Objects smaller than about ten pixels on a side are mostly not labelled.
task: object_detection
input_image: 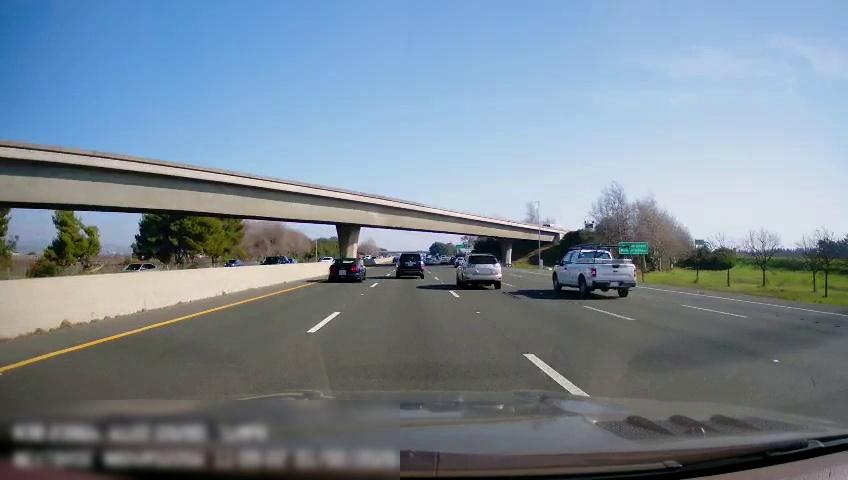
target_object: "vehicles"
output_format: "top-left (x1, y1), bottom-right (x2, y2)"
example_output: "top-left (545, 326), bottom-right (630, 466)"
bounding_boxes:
top-left (551, 243), bottom-right (638, 299)
top-left (328, 257), bottom-right (367, 284)
top-left (454, 256), bottom-right (464, 268)
top-left (396, 252), bottom-right (426, 280)
top-left (123, 261), bottom-right (161, 274)
top-left (259, 255), bottom-right (293, 266)
top-left (223, 258), bottom-right (246, 268)
top-left (317, 256), bottom-right (335, 263)
top-left (455, 252), bottom-right (502, 291)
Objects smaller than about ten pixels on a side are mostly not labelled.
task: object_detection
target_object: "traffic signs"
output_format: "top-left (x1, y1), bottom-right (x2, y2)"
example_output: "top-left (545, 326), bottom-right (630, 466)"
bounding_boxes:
top-left (618, 240), bottom-right (649, 255)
